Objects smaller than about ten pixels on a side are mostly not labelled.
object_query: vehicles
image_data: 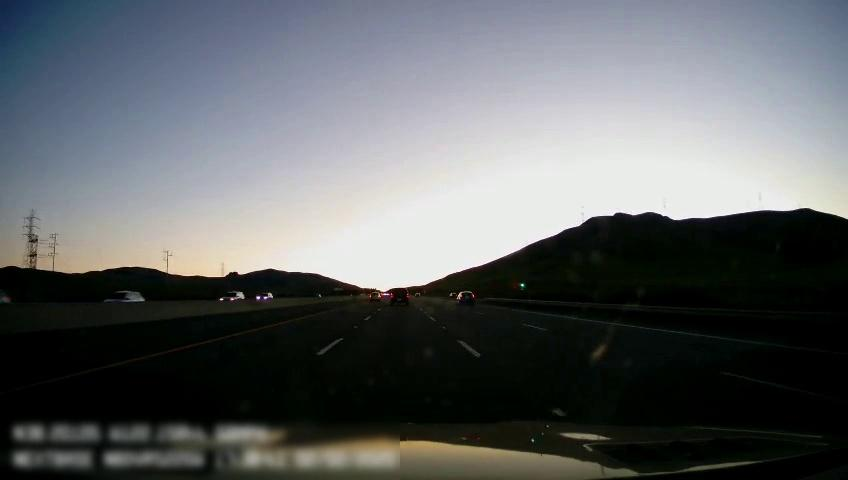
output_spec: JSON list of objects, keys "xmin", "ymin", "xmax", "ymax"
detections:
[
  {"xmin": 369, "ymin": 292, "xmax": 382, "ymax": 302},
  {"xmin": 456, "ymin": 291, "xmax": 475, "ymax": 306},
  {"xmin": 103, "ymin": 291, "xmax": 145, "ymax": 303},
  {"xmin": 256, "ymin": 293, "xmax": 274, "ymax": 301},
  {"xmin": 0, "ymin": 287, "xmax": 12, "ymax": 304},
  {"xmin": 218, "ymin": 291, "xmax": 245, "ymax": 302},
  {"xmin": 390, "ymin": 288, "xmax": 409, "ymax": 306}
]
